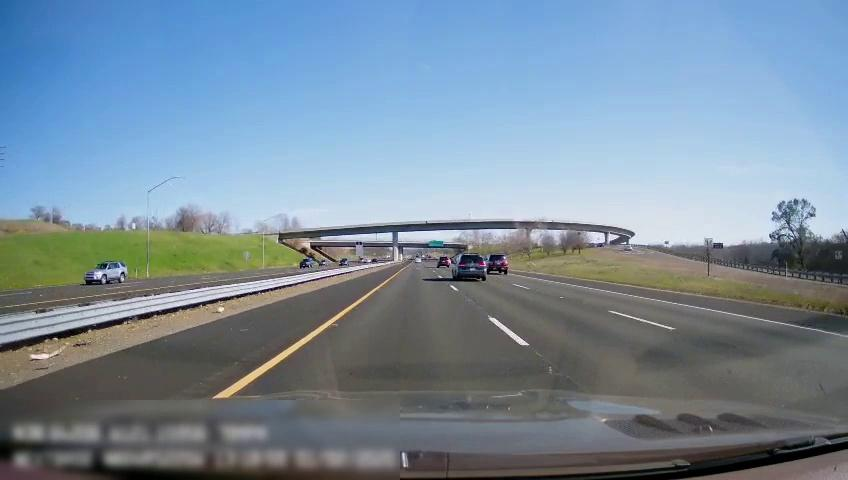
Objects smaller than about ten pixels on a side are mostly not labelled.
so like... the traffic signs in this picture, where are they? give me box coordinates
[429,240,444,247]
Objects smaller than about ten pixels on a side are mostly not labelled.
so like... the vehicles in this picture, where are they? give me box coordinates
[451,253,487,282]
[338,258,352,267]
[319,259,328,267]
[299,259,314,269]
[486,254,509,275]
[437,256,449,268]
[83,261,128,285]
